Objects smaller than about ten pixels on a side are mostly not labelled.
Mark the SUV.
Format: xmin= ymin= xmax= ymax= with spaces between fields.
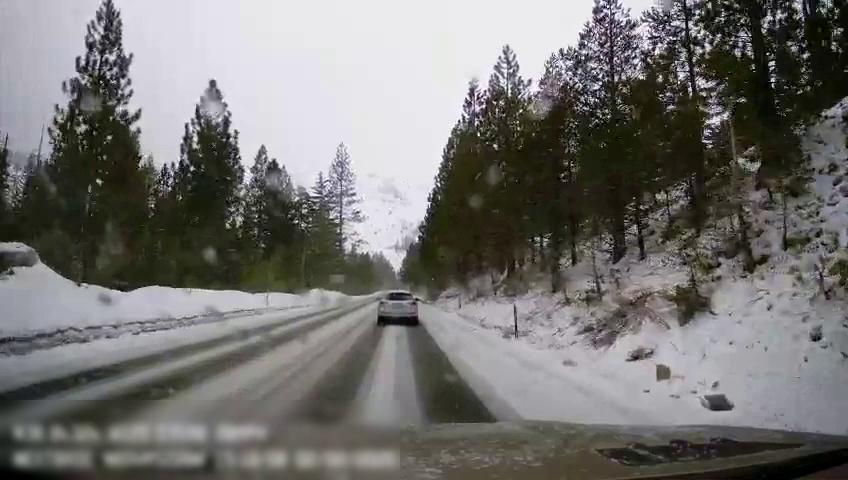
xmin=375 ymin=290 xmax=421 ymax=326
